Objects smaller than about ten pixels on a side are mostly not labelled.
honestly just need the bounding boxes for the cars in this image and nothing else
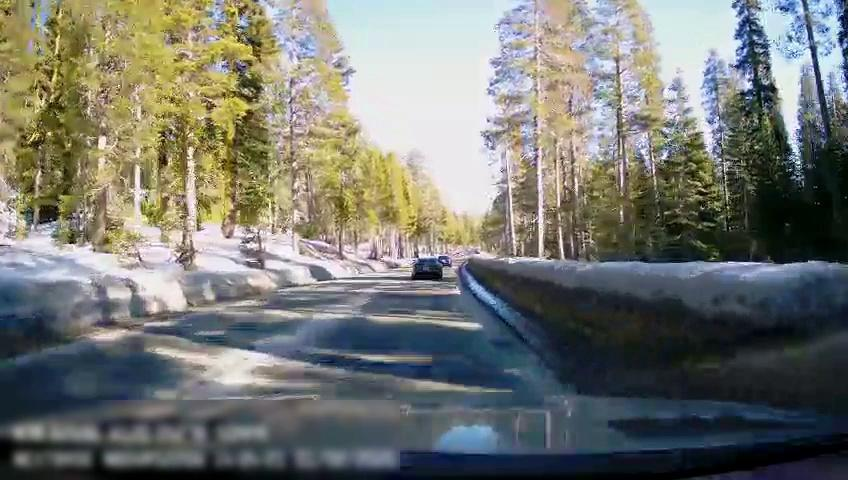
[435,255,452,268]
[411,256,442,281]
